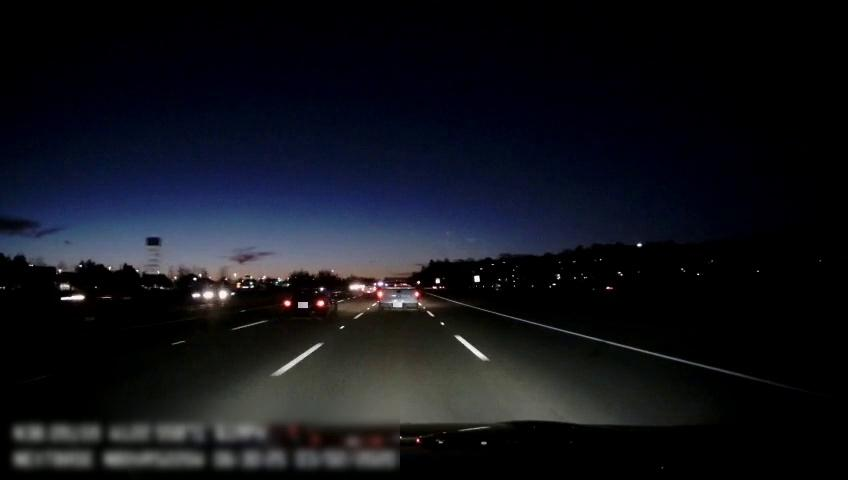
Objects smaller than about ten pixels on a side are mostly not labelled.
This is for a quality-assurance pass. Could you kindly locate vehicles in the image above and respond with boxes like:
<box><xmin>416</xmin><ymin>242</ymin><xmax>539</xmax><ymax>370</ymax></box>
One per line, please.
<box><xmin>190</xmin><ymin>288</ymin><xmax>214</xmax><ymax>301</ymax></box>
<box><xmin>280</xmin><ymin>281</ymin><xmax>339</xmax><ymax>324</ymax></box>
<box><xmin>377</xmin><ymin>282</ymin><xmax>419</xmax><ymax>314</ymax></box>
<box><xmin>361</xmin><ymin>283</ymin><xmax>378</xmax><ymax>299</ymax></box>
